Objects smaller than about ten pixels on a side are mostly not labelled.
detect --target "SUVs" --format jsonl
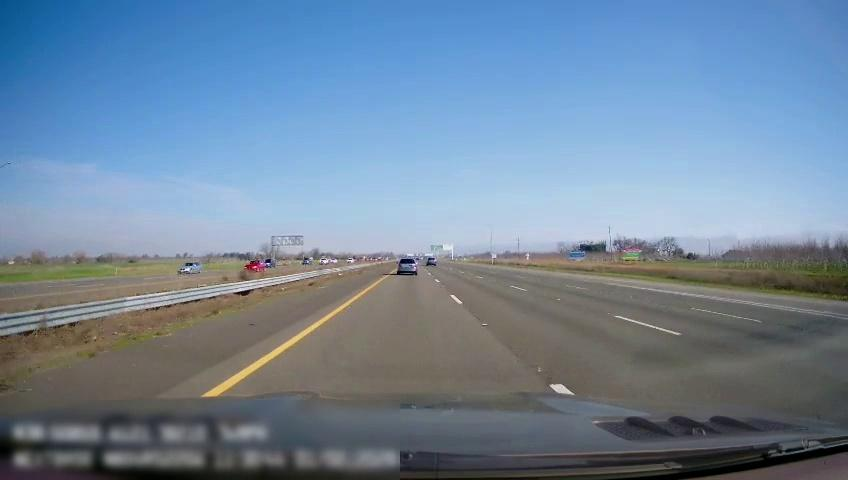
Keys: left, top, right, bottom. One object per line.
{"left": 397, "top": 257, "right": 418, "bottom": 275}
{"left": 425, "top": 257, "right": 436, "bottom": 266}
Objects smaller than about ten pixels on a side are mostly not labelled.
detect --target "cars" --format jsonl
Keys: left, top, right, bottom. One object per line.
{"left": 244, "top": 260, "right": 267, "bottom": 274}
{"left": 177, "top": 261, "right": 202, "bottom": 276}
{"left": 262, "top": 258, "right": 276, "bottom": 269}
